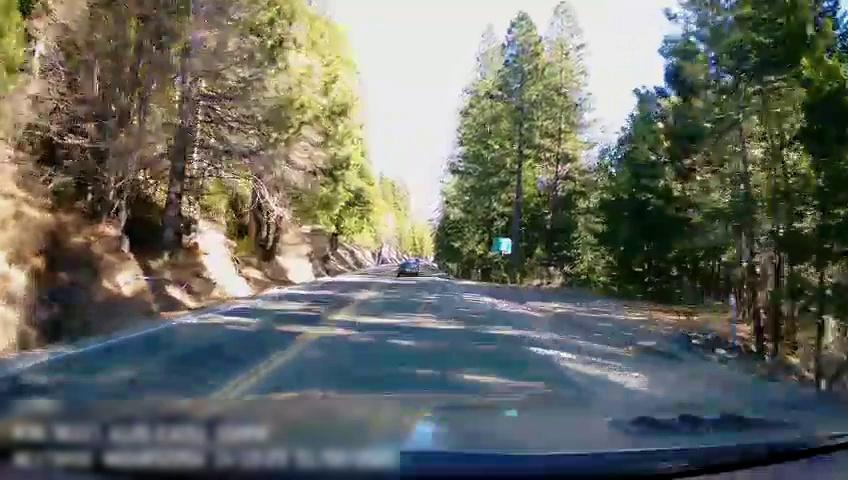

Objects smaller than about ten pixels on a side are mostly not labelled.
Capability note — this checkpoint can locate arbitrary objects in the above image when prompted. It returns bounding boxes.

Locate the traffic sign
[488,237,513,256]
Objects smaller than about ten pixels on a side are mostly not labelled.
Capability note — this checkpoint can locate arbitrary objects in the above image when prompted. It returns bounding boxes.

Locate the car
[398,258,420,277]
